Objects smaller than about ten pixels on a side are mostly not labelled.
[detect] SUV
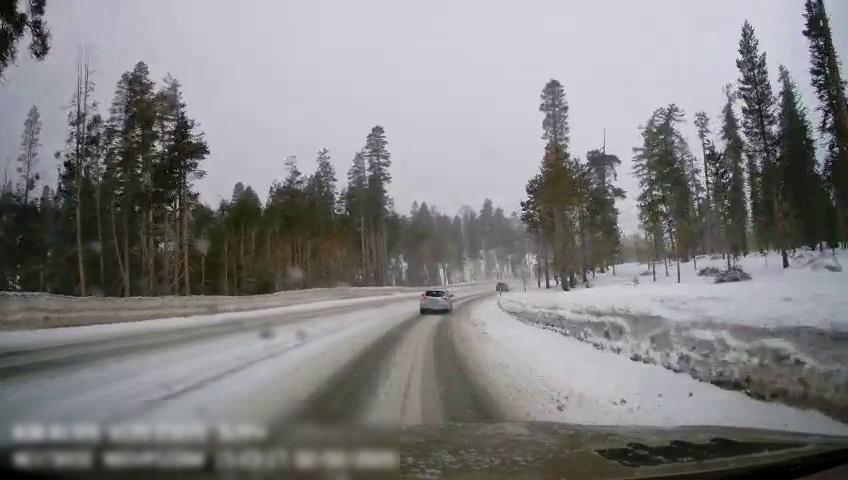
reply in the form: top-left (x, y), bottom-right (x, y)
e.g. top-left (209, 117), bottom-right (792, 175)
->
top-left (419, 288), bottom-right (453, 314)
